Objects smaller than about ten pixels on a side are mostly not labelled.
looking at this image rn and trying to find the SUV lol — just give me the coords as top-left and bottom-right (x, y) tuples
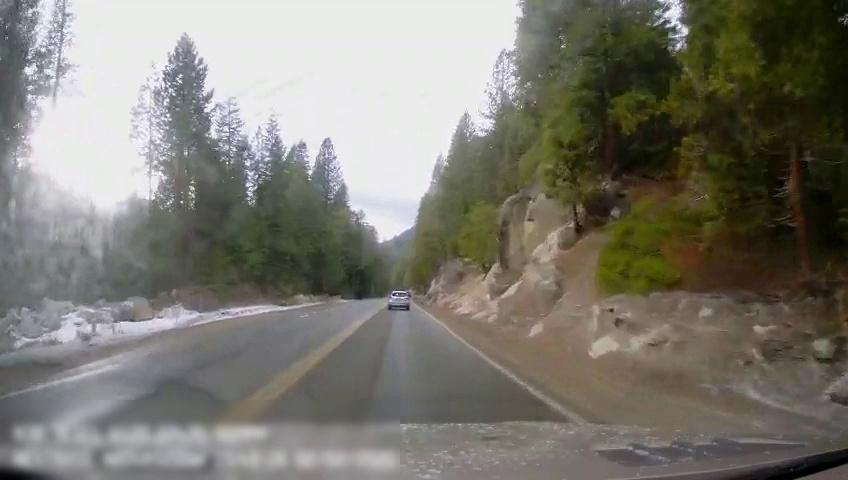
(387, 290), (410, 311)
